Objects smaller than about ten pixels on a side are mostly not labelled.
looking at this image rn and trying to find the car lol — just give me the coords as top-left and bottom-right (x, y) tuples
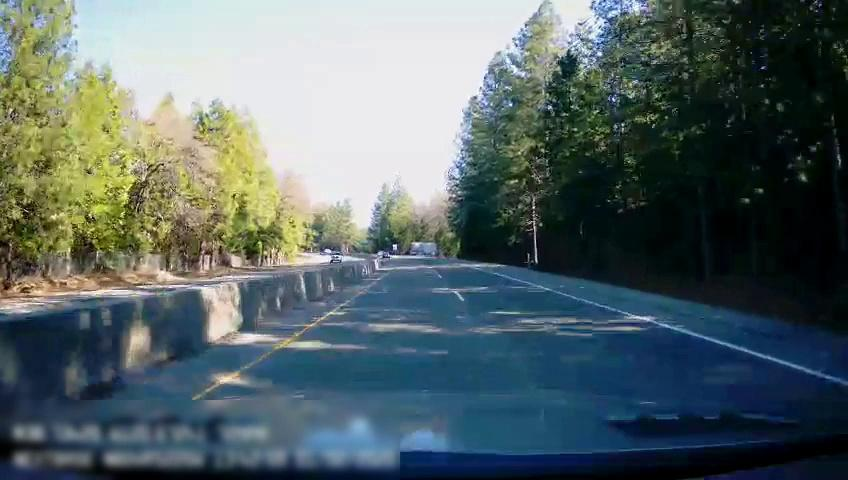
(329, 250), (344, 264)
